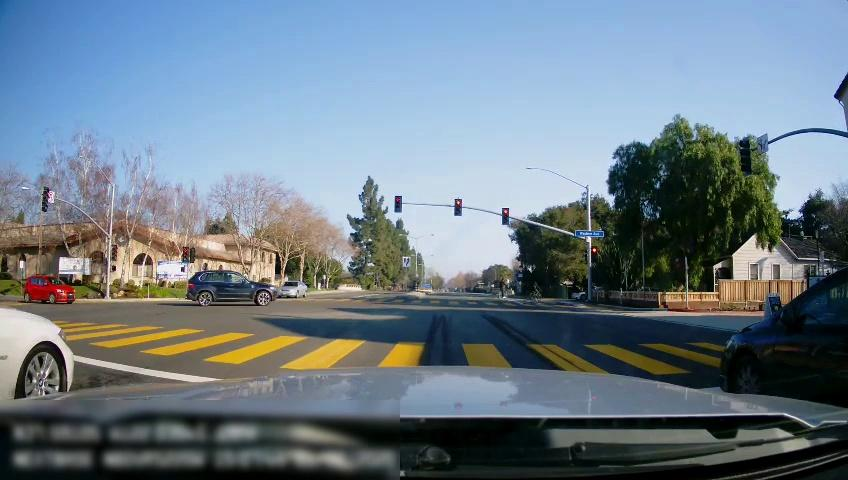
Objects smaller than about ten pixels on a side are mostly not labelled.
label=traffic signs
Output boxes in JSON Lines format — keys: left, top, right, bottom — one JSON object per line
{"left": 399, "top": 256, "right": 412, "bottom": 270}
{"left": 755, "top": 134, "right": 771, "bottom": 154}
{"left": 575, "top": 230, "right": 605, "bottom": 240}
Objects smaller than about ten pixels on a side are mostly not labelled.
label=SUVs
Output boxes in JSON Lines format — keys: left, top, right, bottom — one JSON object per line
{"left": 185, "top": 268, "right": 278, "bottom": 307}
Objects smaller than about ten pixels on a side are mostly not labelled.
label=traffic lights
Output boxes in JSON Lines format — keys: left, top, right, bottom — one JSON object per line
{"left": 737, "top": 139, "right": 754, "bottom": 176}
{"left": 500, "top": 207, "right": 510, "bottom": 226}
{"left": 39, "top": 185, "right": 51, "bottom": 214}
{"left": 110, "top": 245, "right": 118, "bottom": 262}
{"left": 591, "top": 246, "right": 601, "bottom": 263}
{"left": 454, "top": 197, "right": 463, "bottom": 217}
{"left": 393, "top": 194, "right": 402, "bottom": 214}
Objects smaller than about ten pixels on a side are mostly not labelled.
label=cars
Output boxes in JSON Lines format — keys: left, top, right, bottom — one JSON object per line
{"left": 722, "top": 264, "right": 848, "bottom": 407}
{"left": 21, "top": 271, "right": 76, "bottom": 305}
{"left": 573, "top": 290, "right": 586, "bottom": 303}
{"left": 0, "top": 304, "right": 77, "bottom": 402}
{"left": 277, "top": 280, "right": 308, "bottom": 300}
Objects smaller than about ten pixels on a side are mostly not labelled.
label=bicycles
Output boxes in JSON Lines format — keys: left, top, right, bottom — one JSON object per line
{"left": 491, "top": 276, "right": 507, "bottom": 300}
